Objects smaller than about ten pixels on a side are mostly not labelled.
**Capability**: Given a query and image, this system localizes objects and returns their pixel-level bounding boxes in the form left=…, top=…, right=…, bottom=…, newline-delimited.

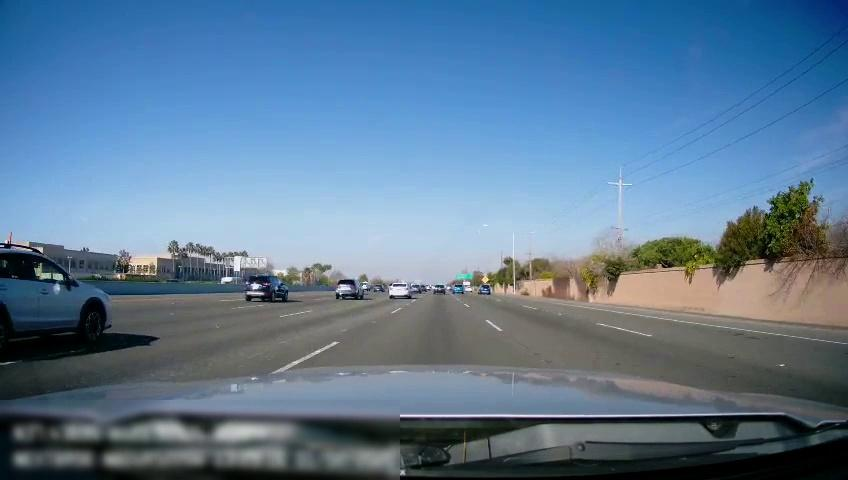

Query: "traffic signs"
left=456, top=273, right=474, bottom=281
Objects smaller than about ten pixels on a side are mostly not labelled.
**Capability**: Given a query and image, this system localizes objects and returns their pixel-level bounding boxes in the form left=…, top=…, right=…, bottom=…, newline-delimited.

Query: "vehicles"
left=0, top=243, right=114, bottom=349
left=408, top=284, right=422, bottom=294
left=360, top=284, right=371, bottom=292
left=334, top=279, right=364, bottom=301
left=433, top=284, right=446, bottom=295
left=477, top=285, right=491, bottom=296
left=243, top=274, right=289, bottom=303
left=389, top=282, right=413, bottom=300
left=373, top=284, right=385, bottom=293
left=452, top=284, right=465, bottom=295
